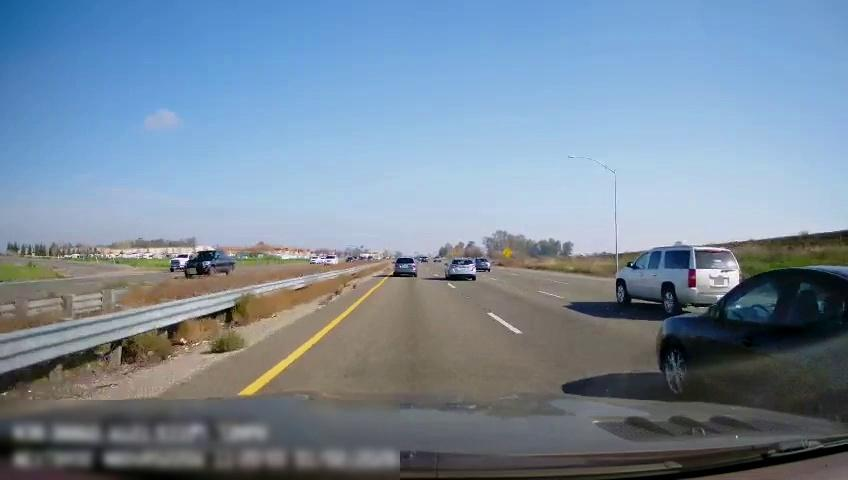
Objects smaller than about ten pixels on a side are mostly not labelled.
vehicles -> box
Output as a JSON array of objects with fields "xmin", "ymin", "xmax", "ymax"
[
  {"xmin": 444, "ymin": 256, "xmax": 477, "ymax": 281},
  {"xmin": 655, "ymin": 265, "xmax": 848, "ymax": 423},
  {"xmin": 471, "ymin": 256, "xmax": 491, "ymax": 272},
  {"xmin": 392, "ymin": 256, "xmax": 418, "ymax": 278},
  {"xmin": 323, "ymin": 254, "xmax": 339, "ymax": 266},
  {"xmin": 182, "ymin": 249, "xmax": 239, "ymax": 279},
  {"xmin": 309, "ymin": 255, "xmax": 322, "ymax": 265},
  {"xmin": 169, "ymin": 253, "xmax": 195, "ymax": 273},
  {"xmin": 614, "ymin": 245, "xmax": 742, "ymax": 317}
]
